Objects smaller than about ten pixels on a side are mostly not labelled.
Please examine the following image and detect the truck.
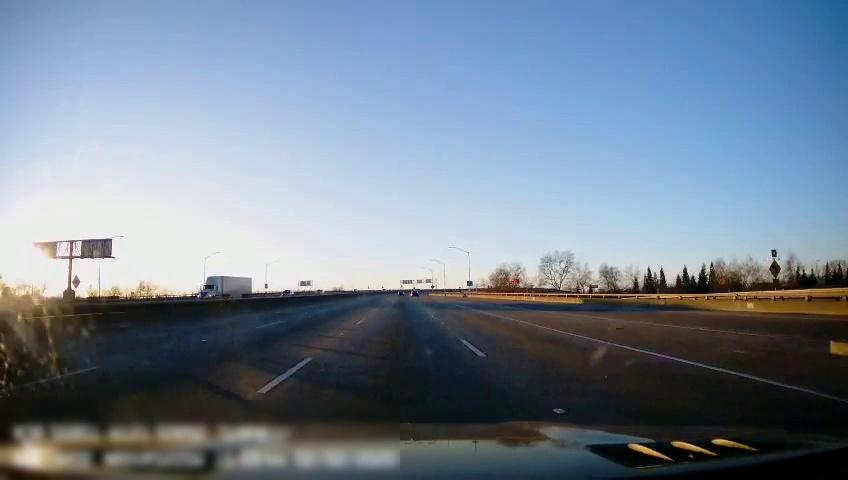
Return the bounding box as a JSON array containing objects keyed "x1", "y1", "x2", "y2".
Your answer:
[{"x1": 197, "y1": 275, "x2": 253, "y2": 300}]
